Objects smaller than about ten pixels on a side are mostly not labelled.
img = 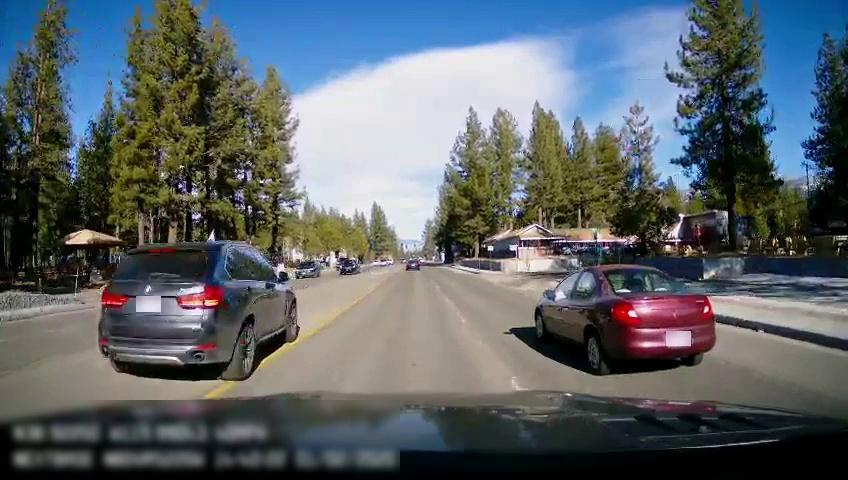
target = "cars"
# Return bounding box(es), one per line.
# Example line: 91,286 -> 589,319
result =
341,260 -> 359,275
534,263 -> 717,372
406,259 -> 420,271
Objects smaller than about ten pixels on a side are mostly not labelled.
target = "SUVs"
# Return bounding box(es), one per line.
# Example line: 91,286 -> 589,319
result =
295,261 -> 321,279
98,241 -> 299,381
